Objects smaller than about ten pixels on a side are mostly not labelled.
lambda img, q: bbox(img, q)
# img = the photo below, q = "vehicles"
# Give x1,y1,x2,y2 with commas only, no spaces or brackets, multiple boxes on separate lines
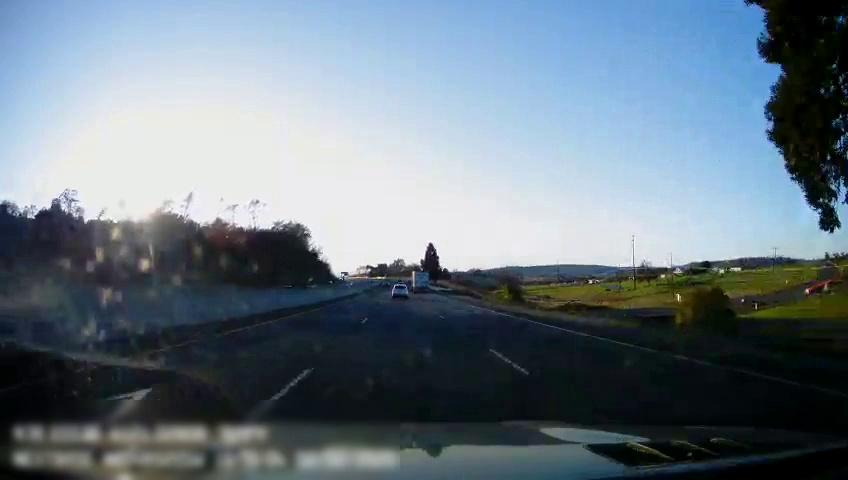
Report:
411,271,429,294
391,283,409,299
